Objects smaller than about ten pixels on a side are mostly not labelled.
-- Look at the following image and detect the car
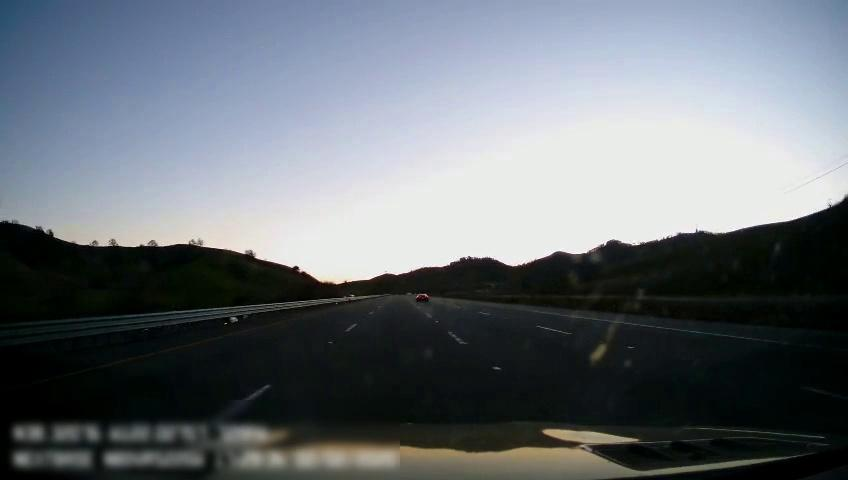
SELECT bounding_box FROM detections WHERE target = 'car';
[416,293,429,303]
